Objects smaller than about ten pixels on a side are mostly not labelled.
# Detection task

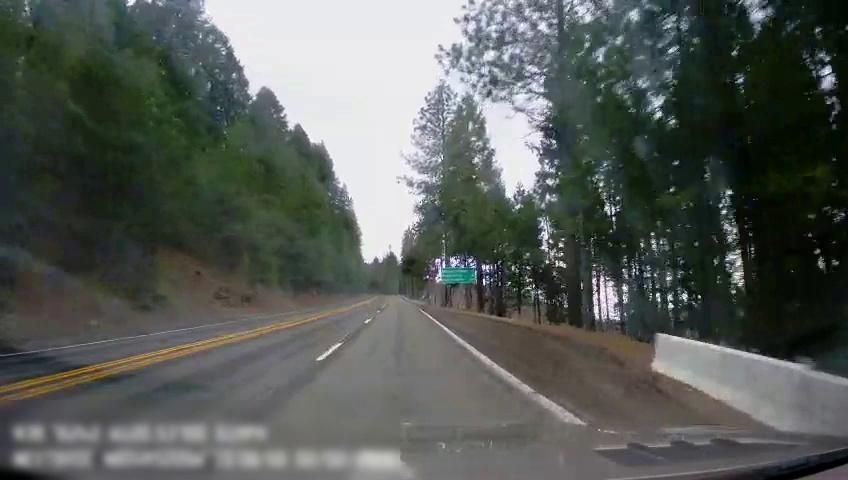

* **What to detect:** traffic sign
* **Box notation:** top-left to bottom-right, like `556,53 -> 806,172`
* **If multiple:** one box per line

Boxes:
441,267 -> 475,284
